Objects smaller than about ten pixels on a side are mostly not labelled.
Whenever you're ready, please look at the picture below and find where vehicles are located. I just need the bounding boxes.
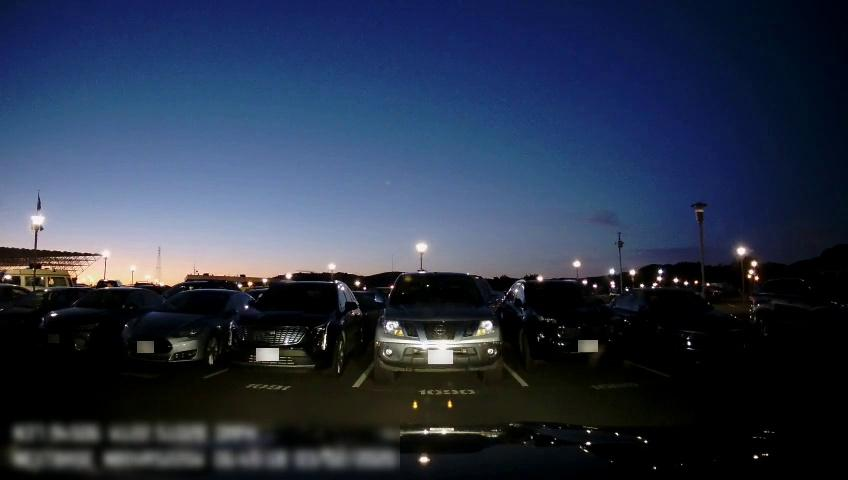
[0,266,74,291]
[0,287,93,339]
[226,278,367,382]
[609,288,762,371]
[115,287,258,372]
[371,271,509,390]
[35,287,169,355]
[0,284,32,309]
[95,279,124,288]
[493,278,633,369]
[748,275,848,342]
